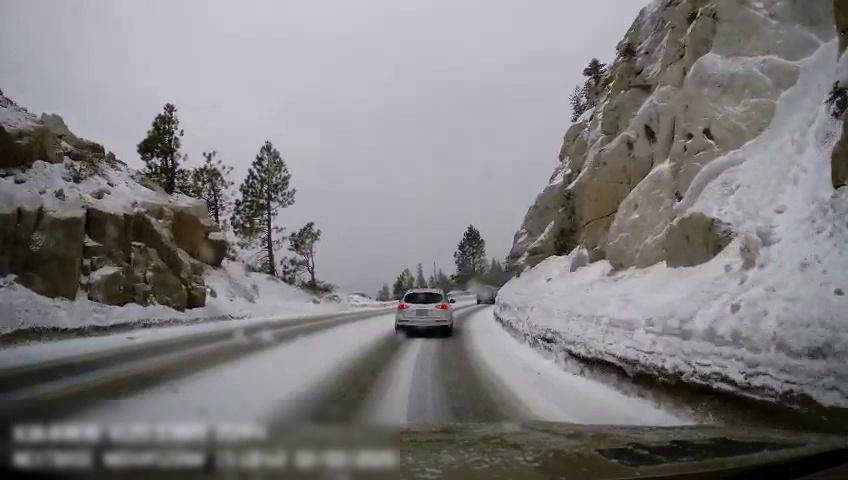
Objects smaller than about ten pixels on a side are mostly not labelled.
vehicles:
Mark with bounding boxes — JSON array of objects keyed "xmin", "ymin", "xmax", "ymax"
[
  {"xmin": 476, "ymin": 286, "xmax": 497, "ymax": 304},
  {"xmin": 395, "ymin": 289, "xmax": 456, "ymax": 336}
]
